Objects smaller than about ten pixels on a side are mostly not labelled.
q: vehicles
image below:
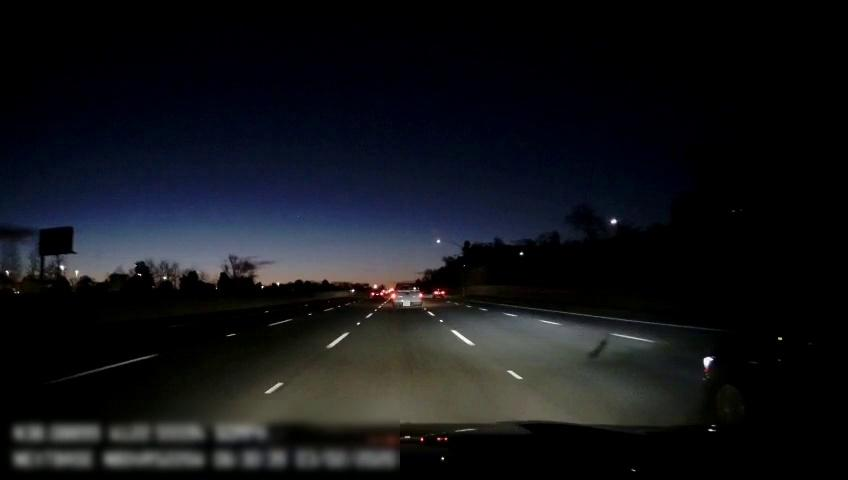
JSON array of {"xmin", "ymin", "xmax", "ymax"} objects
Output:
[
  {"xmin": 388, "ymin": 285, "xmax": 422, "ymax": 314},
  {"xmin": 369, "ymin": 288, "xmax": 389, "ymax": 302},
  {"xmin": 697, "ymin": 327, "xmax": 823, "ymax": 427},
  {"xmin": 431, "ymin": 289, "xmax": 447, "ymax": 301}
]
